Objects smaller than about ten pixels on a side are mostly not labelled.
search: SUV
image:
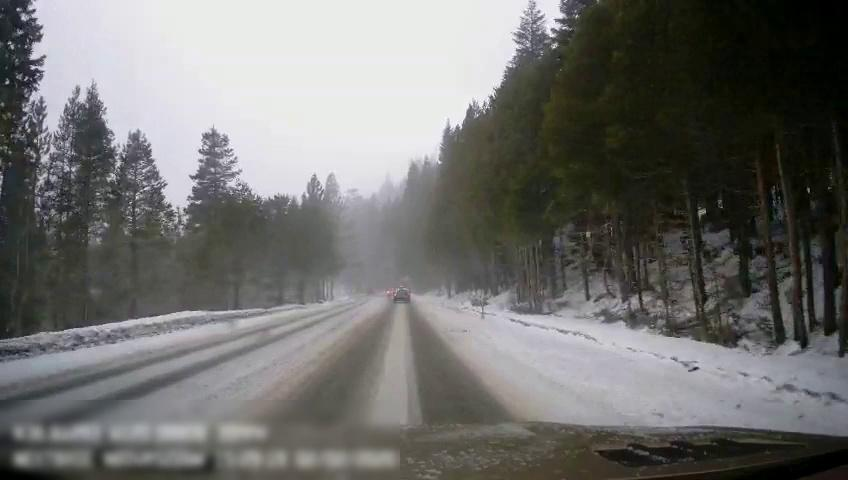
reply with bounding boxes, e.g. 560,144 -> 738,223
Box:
393,288 -> 411,304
